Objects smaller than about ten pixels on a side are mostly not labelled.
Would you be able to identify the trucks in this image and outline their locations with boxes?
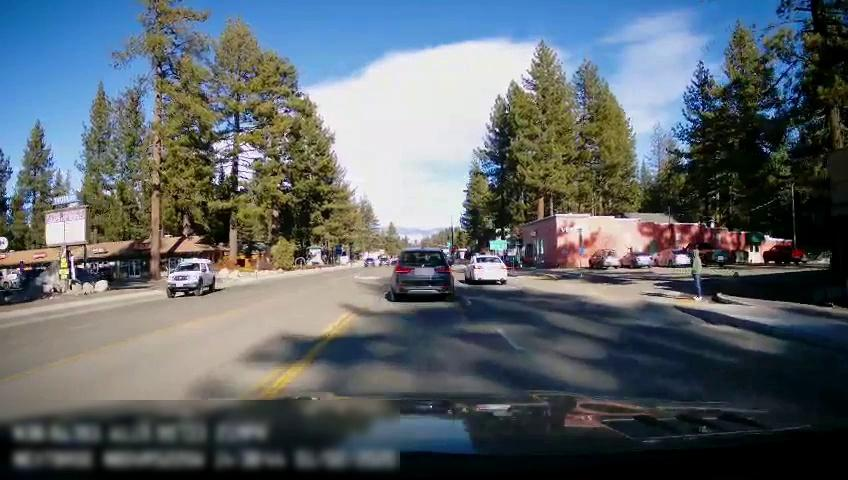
[588,251,621,270]
[686,240,734,266]
[762,243,807,265]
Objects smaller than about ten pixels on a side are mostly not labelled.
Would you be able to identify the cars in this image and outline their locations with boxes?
[463,255,506,286]
[656,248,690,267]
[621,252,656,269]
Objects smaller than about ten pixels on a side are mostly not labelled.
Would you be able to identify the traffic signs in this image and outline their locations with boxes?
[487,240,507,249]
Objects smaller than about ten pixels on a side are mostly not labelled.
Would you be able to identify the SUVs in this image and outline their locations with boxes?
[166,258,217,299]
[392,250,452,302]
